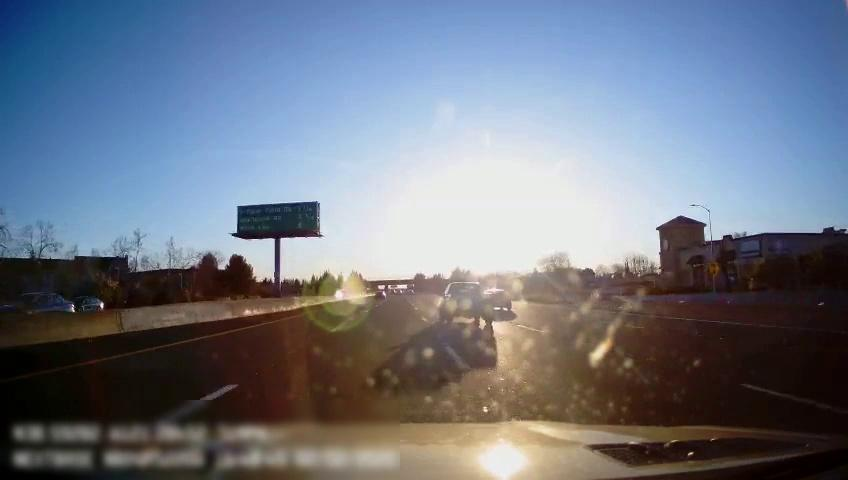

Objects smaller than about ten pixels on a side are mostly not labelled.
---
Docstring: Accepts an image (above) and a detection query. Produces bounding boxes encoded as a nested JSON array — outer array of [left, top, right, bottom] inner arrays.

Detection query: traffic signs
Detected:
[[237, 202, 318, 239], [706, 260, 721, 275]]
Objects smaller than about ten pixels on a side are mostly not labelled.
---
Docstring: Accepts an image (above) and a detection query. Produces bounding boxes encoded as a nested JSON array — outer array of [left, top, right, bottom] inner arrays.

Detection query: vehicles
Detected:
[[482, 289, 512, 312], [374, 290, 387, 301], [73, 296, 104, 312], [440, 283, 483, 316], [0, 293, 74, 316]]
